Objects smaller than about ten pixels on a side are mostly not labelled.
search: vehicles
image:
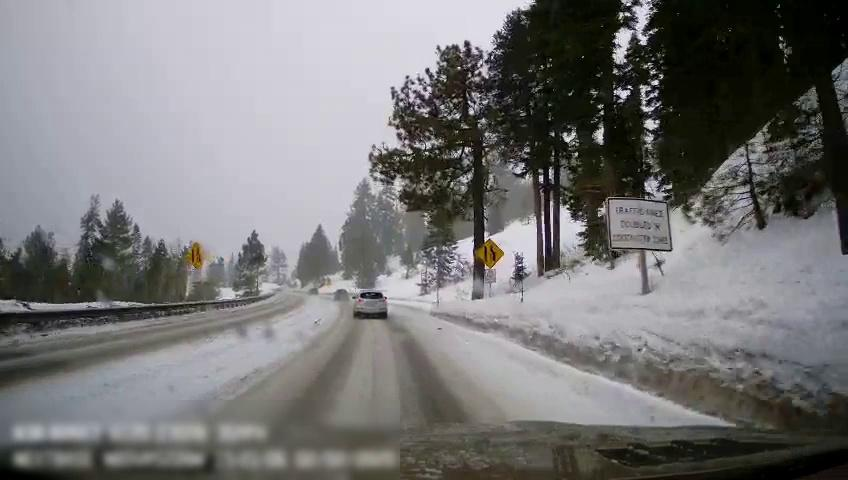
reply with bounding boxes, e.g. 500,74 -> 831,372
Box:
307,286 -> 319,295
332,288 -> 350,302
352,289 -> 389,320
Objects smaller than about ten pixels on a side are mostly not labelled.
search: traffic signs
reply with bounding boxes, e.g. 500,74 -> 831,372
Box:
186,242 -> 206,271
608,197 -> 672,252
473,237 -> 506,269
